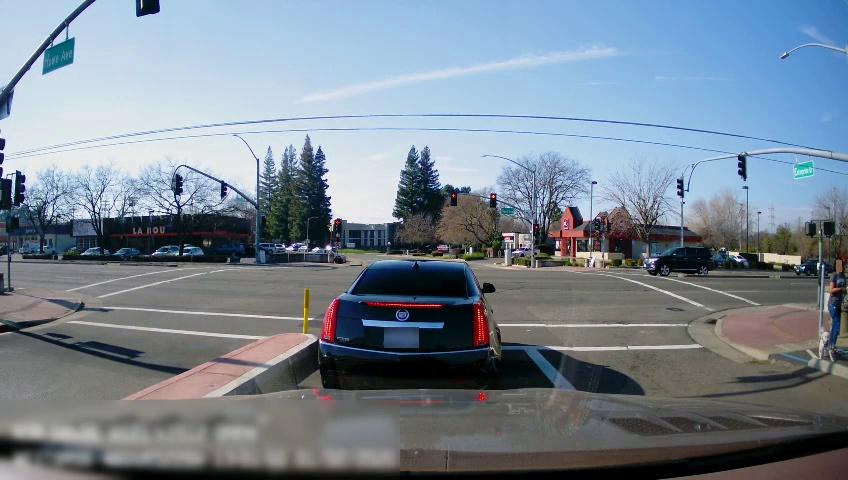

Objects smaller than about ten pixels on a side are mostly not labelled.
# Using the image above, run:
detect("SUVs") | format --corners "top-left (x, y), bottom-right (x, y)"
top-left (643, 246), bottom-right (716, 277)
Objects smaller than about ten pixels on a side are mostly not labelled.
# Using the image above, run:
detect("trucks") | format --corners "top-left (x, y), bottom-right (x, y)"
top-left (511, 247), bottom-right (539, 258)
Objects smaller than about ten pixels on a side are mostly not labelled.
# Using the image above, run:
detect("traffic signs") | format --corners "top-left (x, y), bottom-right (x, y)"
top-left (501, 207), bottom-right (513, 214)
top-left (42, 37), bottom-right (75, 75)
top-left (794, 161), bottom-right (815, 179)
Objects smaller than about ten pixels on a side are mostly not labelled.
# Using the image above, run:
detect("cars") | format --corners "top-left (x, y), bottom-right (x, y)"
top-left (81, 247), bottom-right (109, 257)
top-left (175, 247), bottom-right (204, 258)
top-left (794, 259), bottom-right (832, 276)
top-left (151, 246), bottom-right (183, 258)
top-left (319, 260), bottom-right (506, 390)
top-left (112, 248), bottom-right (137, 258)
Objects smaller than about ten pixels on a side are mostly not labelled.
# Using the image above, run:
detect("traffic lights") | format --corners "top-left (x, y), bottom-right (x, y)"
top-left (135, 0), bottom-right (160, 17)
top-left (736, 153), bottom-right (747, 181)
top-left (333, 219), bottom-right (342, 234)
top-left (0, 137), bottom-right (6, 177)
top-left (14, 170), bottom-right (26, 207)
top-left (676, 177), bottom-right (685, 196)
top-left (172, 173), bottom-right (183, 196)
top-left (533, 224), bottom-right (540, 237)
top-left (0, 179), bottom-right (12, 211)
top-left (595, 220), bottom-right (602, 234)
top-left (221, 181), bottom-right (228, 199)
top-left (490, 193), bottom-right (497, 208)
top-left (804, 222), bottom-right (818, 235)
top-left (821, 221), bottom-right (836, 235)
top-left (606, 220), bottom-right (613, 233)
top-left (450, 191), bottom-right (458, 207)
top-left (6, 219), bottom-right (20, 232)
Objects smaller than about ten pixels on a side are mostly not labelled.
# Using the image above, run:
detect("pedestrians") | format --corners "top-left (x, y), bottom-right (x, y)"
top-left (827, 257), bottom-right (848, 354)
